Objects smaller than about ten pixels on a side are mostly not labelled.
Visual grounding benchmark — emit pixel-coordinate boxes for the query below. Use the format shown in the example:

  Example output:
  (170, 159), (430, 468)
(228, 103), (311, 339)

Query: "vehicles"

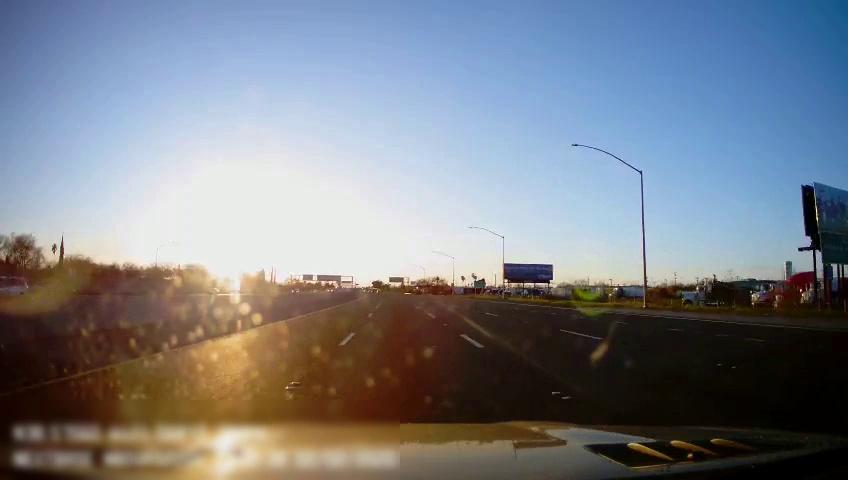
(207, 288), (220, 295)
(0, 276), (30, 298)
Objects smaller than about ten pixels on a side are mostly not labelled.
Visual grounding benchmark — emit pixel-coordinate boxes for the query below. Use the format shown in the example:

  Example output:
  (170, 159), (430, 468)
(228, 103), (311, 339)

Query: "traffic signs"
(474, 281), (485, 288)
(389, 277), (403, 283)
